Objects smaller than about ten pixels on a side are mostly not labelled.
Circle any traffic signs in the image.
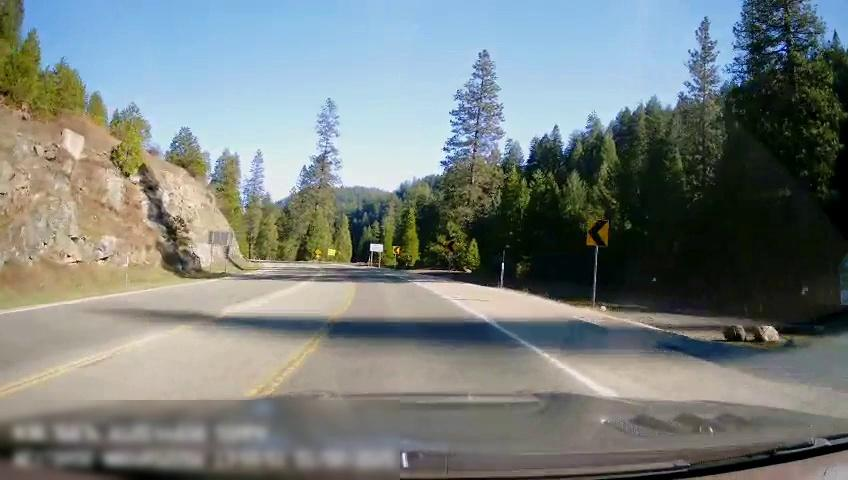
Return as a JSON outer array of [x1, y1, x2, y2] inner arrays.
[[370, 243, 384, 252], [585, 218, 609, 247]]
